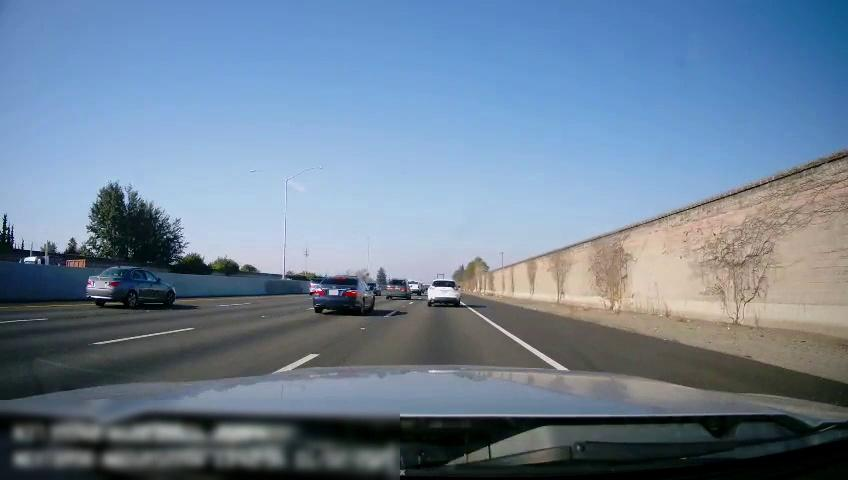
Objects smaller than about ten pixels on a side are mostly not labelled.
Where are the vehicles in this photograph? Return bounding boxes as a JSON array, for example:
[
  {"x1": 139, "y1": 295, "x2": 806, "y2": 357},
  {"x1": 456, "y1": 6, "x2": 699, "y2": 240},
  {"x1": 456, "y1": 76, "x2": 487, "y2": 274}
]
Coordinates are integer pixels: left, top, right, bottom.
[
  {"x1": 364, "y1": 282, "x2": 381, "y2": 296},
  {"x1": 385, "y1": 279, "x2": 413, "y2": 300},
  {"x1": 309, "y1": 278, "x2": 325, "y2": 296},
  {"x1": 313, "y1": 277, "x2": 375, "y2": 315},
  {"x1": 86, "y1": 266, "x2": 177, "y2": 309},
  {"x1": 407, "y1": 280, "x2": 422, "y2": 296},
  {"x1": 427, "y1": 279, "x2": 462, "y2": 307},
  {"x1": 18, "y1": 256, "x2": 87, "y2": 269}
]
